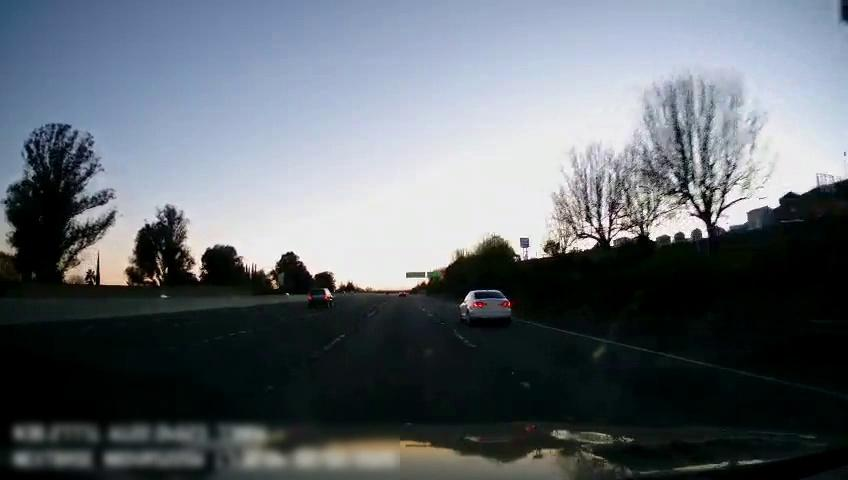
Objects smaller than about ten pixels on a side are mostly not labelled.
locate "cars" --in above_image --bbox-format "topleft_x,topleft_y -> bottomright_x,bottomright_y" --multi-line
459,289 -> 512,325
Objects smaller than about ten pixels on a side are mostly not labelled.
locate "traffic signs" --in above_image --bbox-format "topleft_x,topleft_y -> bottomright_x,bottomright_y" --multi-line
428,272 -> 441,279
406,273 -> 425,278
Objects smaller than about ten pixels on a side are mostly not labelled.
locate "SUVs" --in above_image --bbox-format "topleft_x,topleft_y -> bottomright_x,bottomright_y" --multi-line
308,287 -> 334,308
